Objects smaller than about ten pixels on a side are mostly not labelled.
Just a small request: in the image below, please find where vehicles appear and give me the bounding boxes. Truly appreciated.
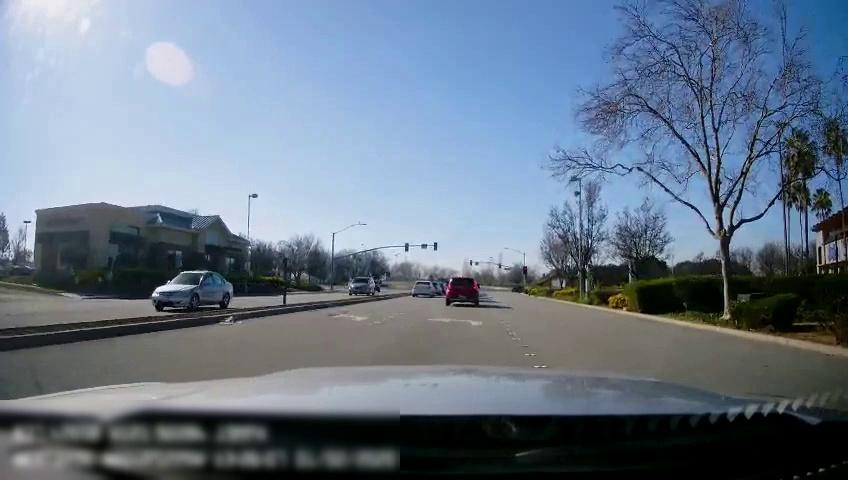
[412,281,435,298]
[437,282,448,295]
[431,281,442,296]
[152,271,233,313]
[348,277,376,297]
[445,277,480,307]
[374,280,381,293]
